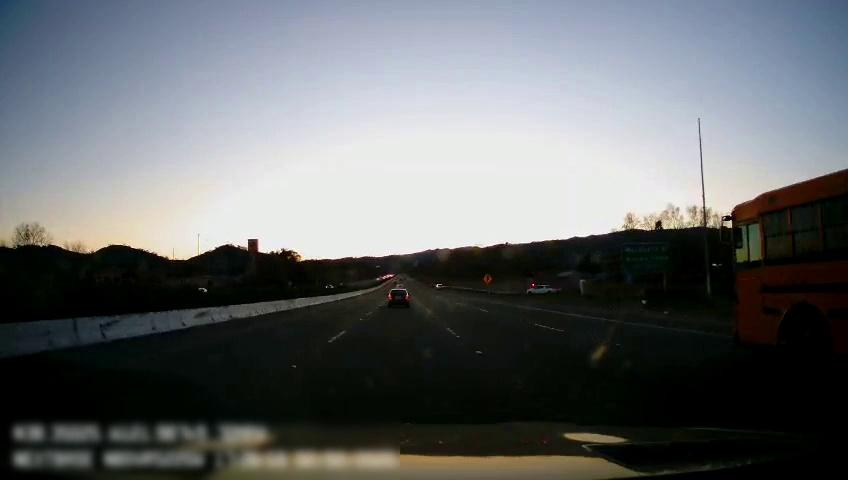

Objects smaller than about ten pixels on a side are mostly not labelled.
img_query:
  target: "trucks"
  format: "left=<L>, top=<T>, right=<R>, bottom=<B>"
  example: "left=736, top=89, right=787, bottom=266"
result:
left=527, top=284, right=557, bottom=296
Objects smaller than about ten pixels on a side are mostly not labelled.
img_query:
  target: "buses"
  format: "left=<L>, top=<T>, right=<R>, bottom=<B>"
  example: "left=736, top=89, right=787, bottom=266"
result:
left=720, top=168, right=848, bottom=386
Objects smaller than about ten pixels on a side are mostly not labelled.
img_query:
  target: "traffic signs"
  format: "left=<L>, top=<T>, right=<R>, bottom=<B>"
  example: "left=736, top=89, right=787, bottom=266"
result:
left=482, top=274, right=493, bottom=286
left=624, top=242, right=670, bottom=273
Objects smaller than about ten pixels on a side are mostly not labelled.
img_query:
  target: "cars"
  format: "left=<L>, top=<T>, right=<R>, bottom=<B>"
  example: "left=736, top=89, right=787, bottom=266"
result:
left=387, top=289, right=410, bottom=307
